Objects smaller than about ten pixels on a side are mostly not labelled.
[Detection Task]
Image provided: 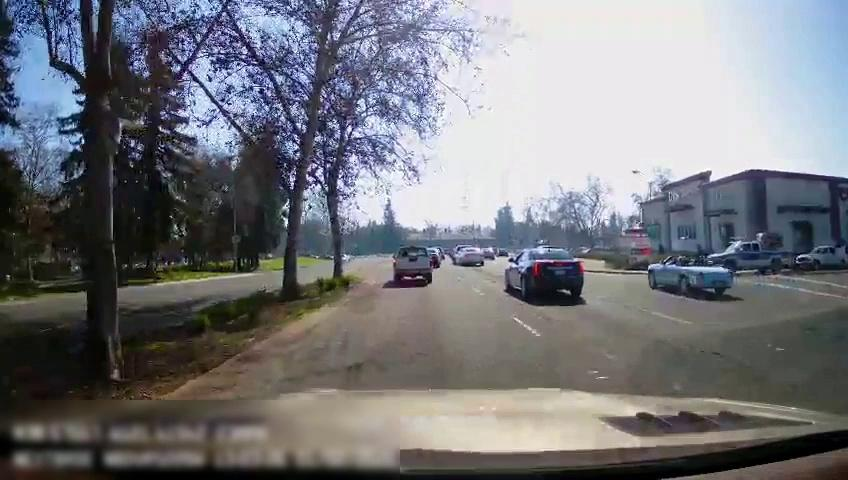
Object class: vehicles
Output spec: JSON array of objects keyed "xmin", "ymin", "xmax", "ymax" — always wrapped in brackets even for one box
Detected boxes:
[
  {"xmin": 496, "ymin": 247, "xmax": 509, "ymax": 257},
  {"xmin": 393, "ymin": 246, "xmax": 433, "ymax": 283},
  {"xmin": 427, "ymin": 247, "xmax": 442, "ymax": 268},
  {"xmin": 504, "ymin": 247, "xmax": 585, "ymax": 301},
  {"xmin": 482, "ymin": 247, "xmax": 497, "ymax": 260},
  {"xmin": 343, "ymin": 253, "xmax": 353, "ymax": 263},
  {"xmin": 795, "ymin": 243, "xmax": 848, "ymax": 267},
  {"xmin": 646, "ymin": 252, "xmax": 733, "ymax": 297},
  {"xmin": 457, "ymin": 246, "xmax": 485, "ymax": 267},
  {"xmin": 706, "ymin": 239, "xmax": 794, "ymax": 272}
]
